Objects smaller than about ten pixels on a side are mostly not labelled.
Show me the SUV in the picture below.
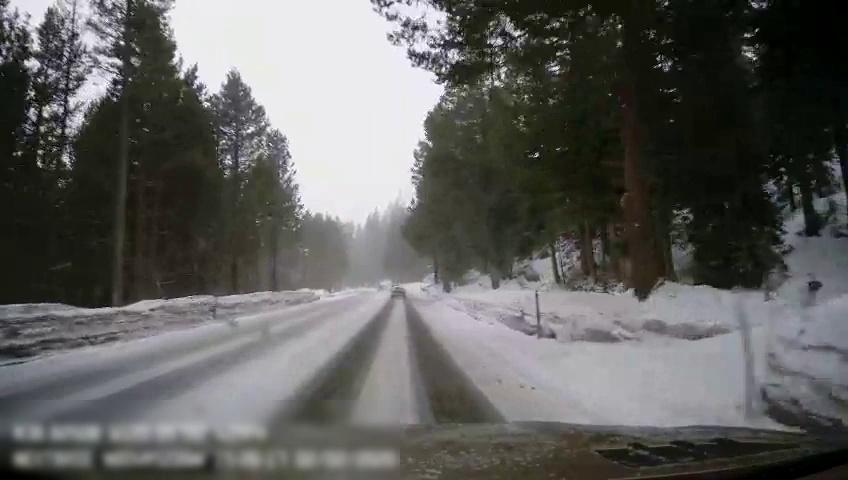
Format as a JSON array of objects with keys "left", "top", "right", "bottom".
[{"left": 391, "top": 286, "right": 407, "bottom": 300}]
